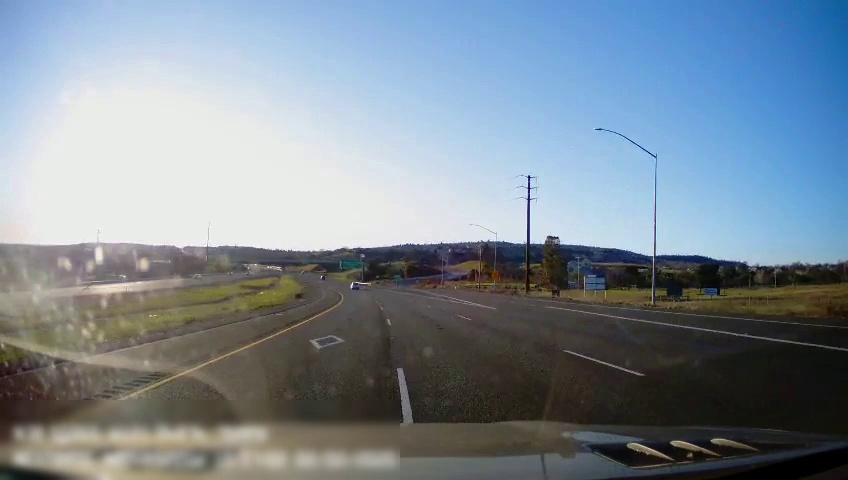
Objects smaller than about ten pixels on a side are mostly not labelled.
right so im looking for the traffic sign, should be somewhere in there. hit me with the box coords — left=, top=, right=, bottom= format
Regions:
left=339, top=259, right=364, bottom=271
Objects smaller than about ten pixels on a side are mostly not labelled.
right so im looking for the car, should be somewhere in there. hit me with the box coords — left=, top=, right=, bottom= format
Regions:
left=349, top=281, right=360, bottom=290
